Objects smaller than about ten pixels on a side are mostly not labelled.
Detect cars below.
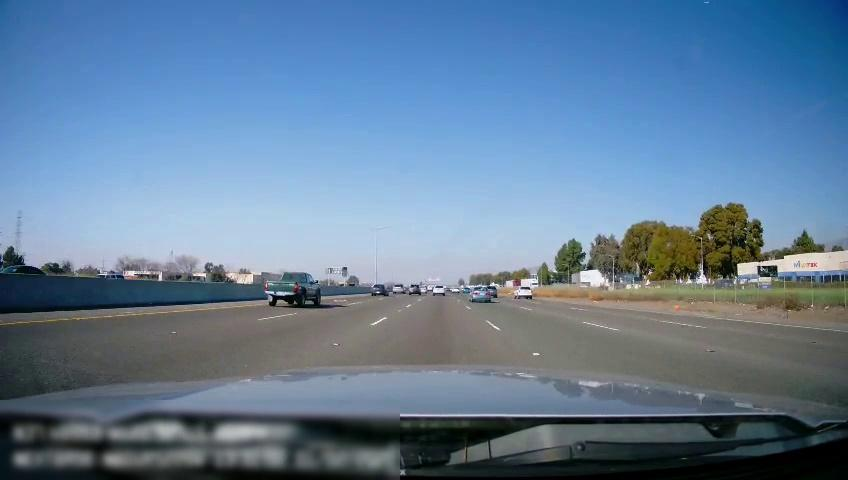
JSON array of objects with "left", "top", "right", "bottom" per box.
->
[
  {"left": 0, "top": 264, "right": 47, "bottom": 276},
  {"left": 370, "top": 283, "right": 389, "bottom": 297},
  {"left": 468, "top": 286, "right": 492, "bottom": 303}
]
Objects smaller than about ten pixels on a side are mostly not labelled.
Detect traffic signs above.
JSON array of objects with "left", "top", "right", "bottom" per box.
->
[{"left": 341, "top": 266, "right": 348, "bottom": 277}]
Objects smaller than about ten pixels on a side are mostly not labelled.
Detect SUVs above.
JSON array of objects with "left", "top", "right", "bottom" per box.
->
[
  {"left": 392, "top": 283, "right": 406, "bottom": 294},
  {"left": 513, "top": 285, "right": 533, "bottom": 300},
  {"left": 408, "top": 284, "right": 422, "bottom": 296},
  {"left": 95, "top": 273, "right": 128, "bottom": 281},
  {"left": 432, "top": 284, "right": 446, "bottom": 297},
  {"left": 484, "top": 285, "right": 498, "bottom": 298}
]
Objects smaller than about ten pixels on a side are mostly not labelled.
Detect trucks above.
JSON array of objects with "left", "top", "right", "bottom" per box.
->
[
  {"left": 504, "top": 280, "right": 522, "bottom": 288},
  {"left": 264, "top": 271, "right": 322, "bottom": 306},
  {"left": 520, "top": 278, "right": 539, "bottom": 289}
]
